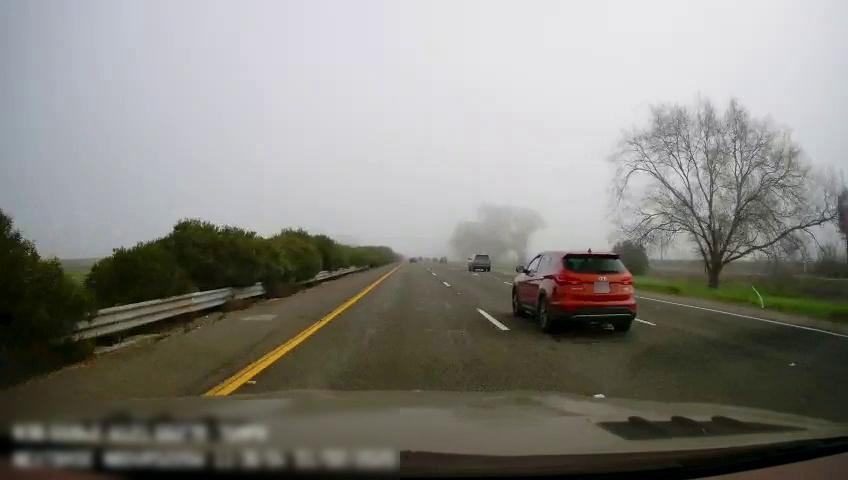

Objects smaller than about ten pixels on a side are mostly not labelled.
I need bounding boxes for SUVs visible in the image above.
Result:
[511,249,638,335]
[468,254,491,273]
